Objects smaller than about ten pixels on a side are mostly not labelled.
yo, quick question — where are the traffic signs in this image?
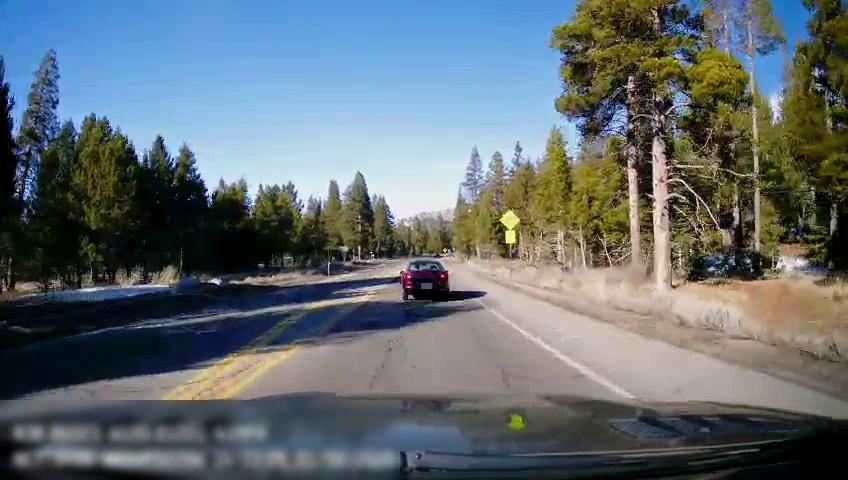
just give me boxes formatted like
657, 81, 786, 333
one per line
499, 208, 522, 231
504, 230, 517, 244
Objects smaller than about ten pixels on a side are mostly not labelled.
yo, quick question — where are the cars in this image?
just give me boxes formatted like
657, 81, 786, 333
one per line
400, 259, 450, 300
